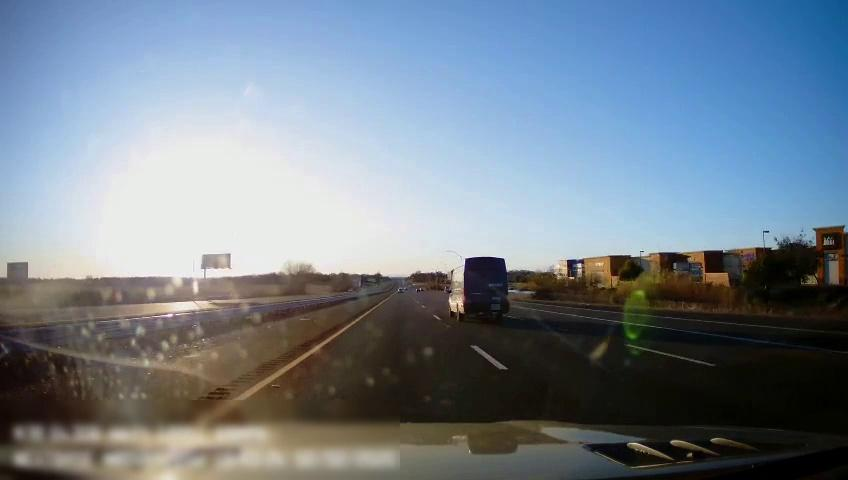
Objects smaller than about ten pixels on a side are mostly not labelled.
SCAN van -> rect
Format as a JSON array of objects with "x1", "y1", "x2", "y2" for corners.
[{"x1": 445, "y1": 257, "x2": 511, "y2": 322}]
